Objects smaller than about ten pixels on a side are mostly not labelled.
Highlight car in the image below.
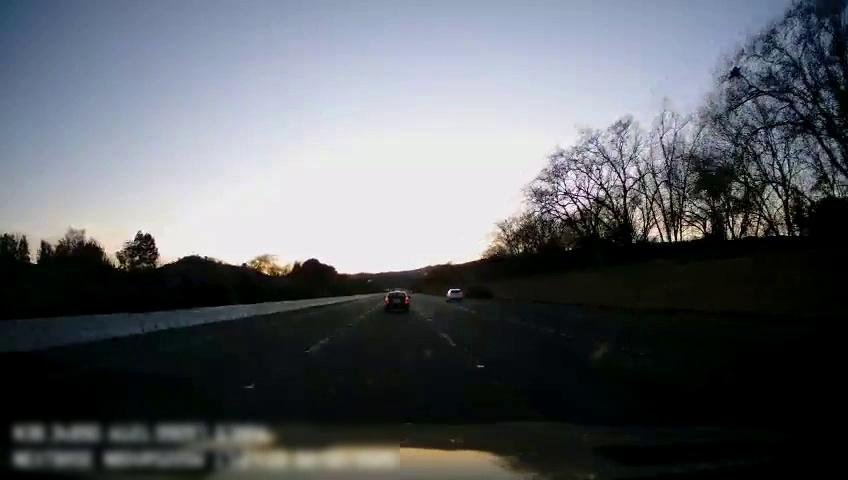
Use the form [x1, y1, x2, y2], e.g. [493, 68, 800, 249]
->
[382, 290, 410, 313]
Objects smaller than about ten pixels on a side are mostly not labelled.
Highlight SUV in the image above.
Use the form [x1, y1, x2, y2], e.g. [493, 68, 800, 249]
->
[446, 289, 463, 302]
